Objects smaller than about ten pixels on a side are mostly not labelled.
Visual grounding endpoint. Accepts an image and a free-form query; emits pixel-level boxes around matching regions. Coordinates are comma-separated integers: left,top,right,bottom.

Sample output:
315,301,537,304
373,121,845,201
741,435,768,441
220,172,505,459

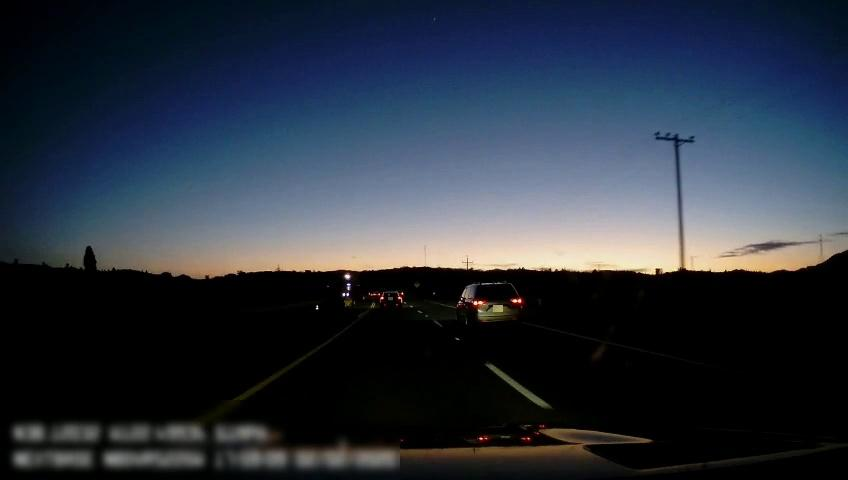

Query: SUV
456,281,526,335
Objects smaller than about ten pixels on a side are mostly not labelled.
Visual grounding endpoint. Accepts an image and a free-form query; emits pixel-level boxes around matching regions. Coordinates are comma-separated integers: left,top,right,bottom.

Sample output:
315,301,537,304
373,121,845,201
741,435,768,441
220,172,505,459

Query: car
380,291,402,309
